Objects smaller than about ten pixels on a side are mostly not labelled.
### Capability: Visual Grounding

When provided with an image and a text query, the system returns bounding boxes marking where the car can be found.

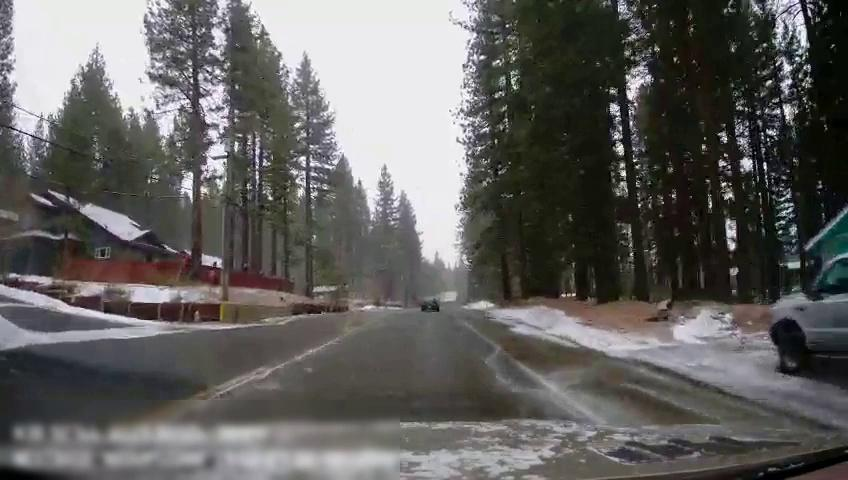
[420,301,440,313]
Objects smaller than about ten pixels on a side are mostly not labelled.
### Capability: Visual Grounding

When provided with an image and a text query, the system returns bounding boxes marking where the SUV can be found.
[765,251,848,375]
